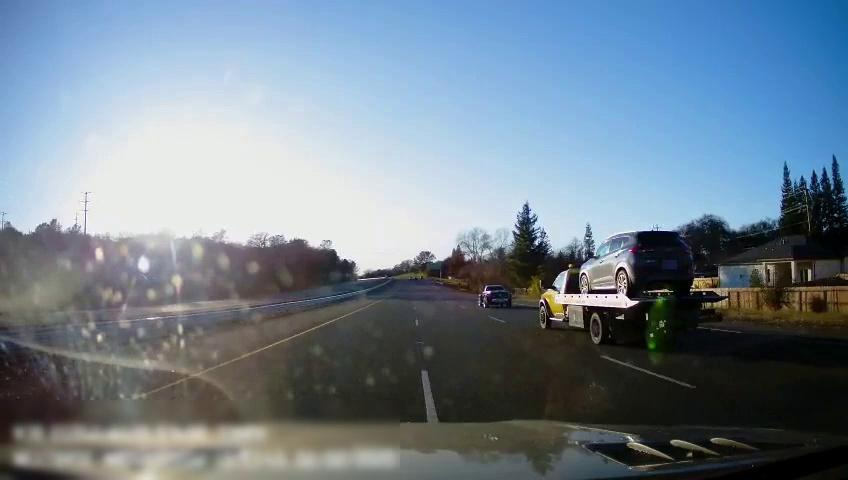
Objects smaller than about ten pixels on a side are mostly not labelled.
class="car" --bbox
[477,285,512,309]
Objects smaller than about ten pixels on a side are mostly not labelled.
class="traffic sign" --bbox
[428,263,440,270]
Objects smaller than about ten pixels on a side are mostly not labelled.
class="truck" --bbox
[539,230,729,345]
